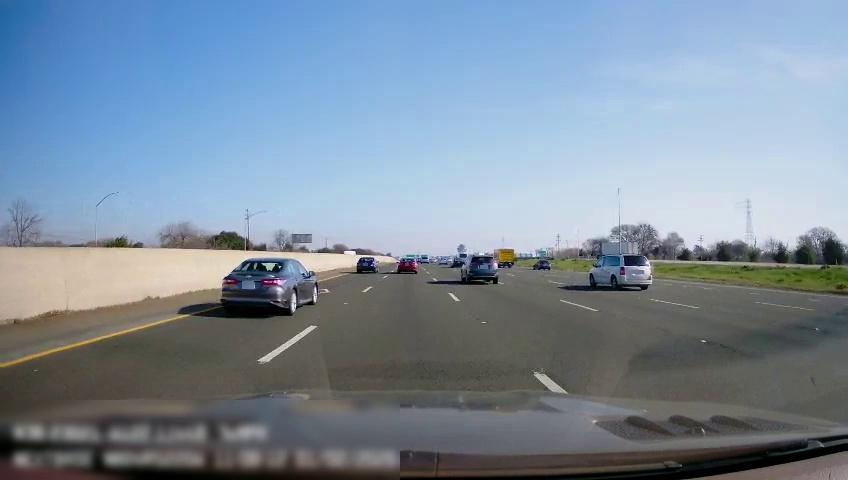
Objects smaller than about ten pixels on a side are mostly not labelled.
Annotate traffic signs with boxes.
[291,233,313,244]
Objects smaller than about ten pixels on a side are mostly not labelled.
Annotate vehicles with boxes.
[588,253,653,291]
[220,257,320,317]
[532,260,551,271]
[459,254,500,285]
[357,256,379,274]
[595,240,638,261]
[396,258,418,275]
[343,250,357,256]
[451,257,463,268]
[493,248,515,269]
